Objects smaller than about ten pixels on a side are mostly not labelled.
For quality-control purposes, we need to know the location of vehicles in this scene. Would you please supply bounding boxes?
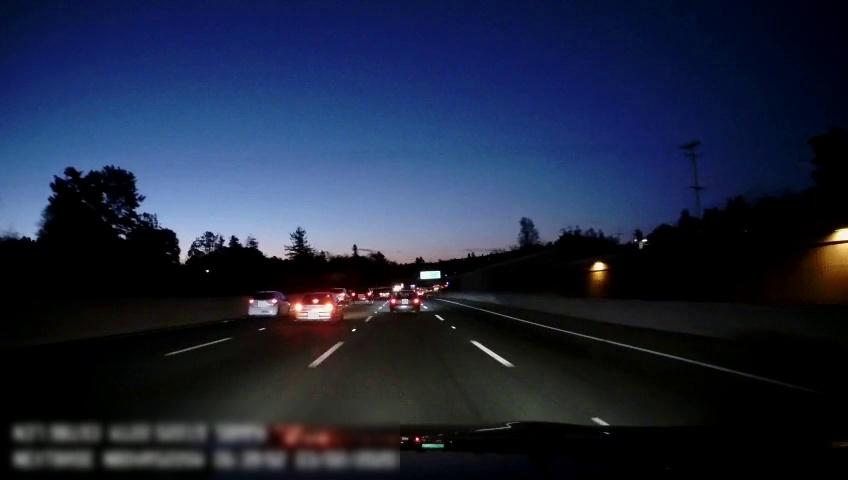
[379,289,392,299]
[248,290,291,321]
[295,292,346,326]
[351,286,374,306]
[390,290,421,315]
[329,287,350,304]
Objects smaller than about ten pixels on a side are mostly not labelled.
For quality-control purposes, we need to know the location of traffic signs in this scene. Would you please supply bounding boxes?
[420,271,441,279]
